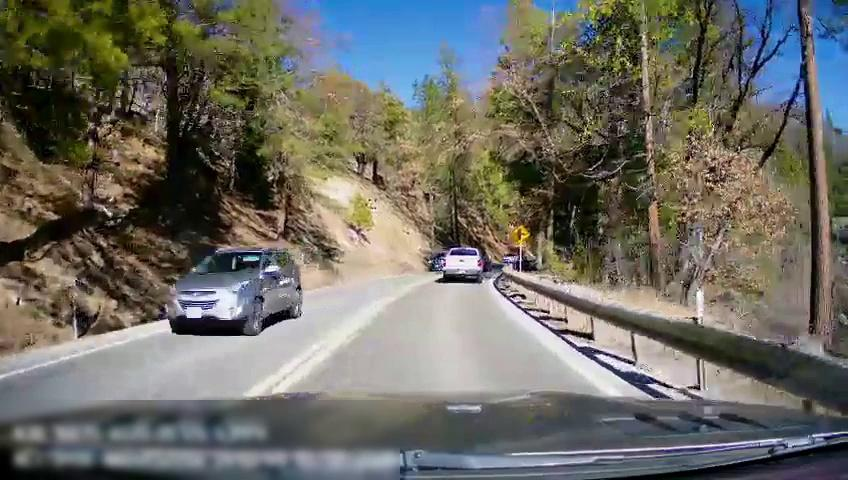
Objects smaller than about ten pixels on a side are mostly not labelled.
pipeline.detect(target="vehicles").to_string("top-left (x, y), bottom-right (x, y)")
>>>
top-left (443, 248), bottom-right (482, 281)
top-left (164, 247), bottom-right (305, 337)
top-left (427, 252), bottom-right (450, 272)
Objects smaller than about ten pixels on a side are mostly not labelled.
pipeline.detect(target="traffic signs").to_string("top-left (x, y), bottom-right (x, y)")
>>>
top-left (511, 224), bottom-right (530, 246)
